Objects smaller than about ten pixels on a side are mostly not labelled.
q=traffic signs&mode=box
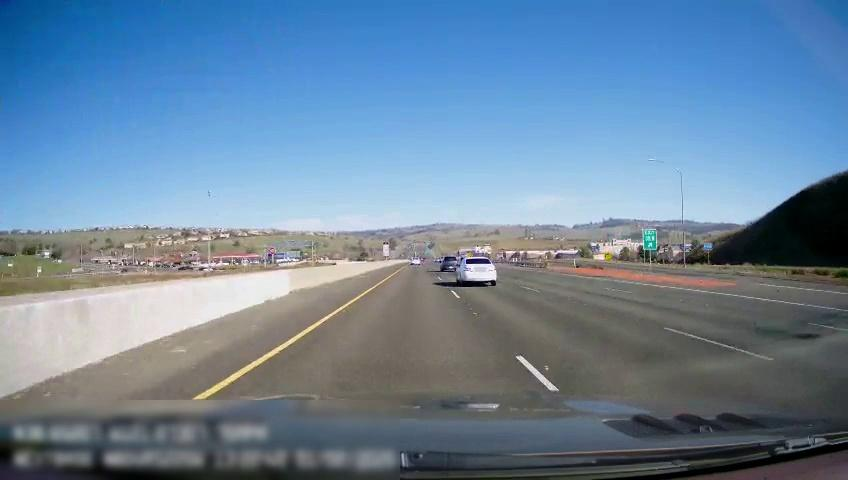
[603,251,613,262]
[642,228,659,251]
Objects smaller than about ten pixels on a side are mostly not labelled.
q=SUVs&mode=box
[410,256,421,265]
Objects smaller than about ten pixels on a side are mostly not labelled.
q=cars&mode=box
[457,257,497,286]
[440,256,460,272]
